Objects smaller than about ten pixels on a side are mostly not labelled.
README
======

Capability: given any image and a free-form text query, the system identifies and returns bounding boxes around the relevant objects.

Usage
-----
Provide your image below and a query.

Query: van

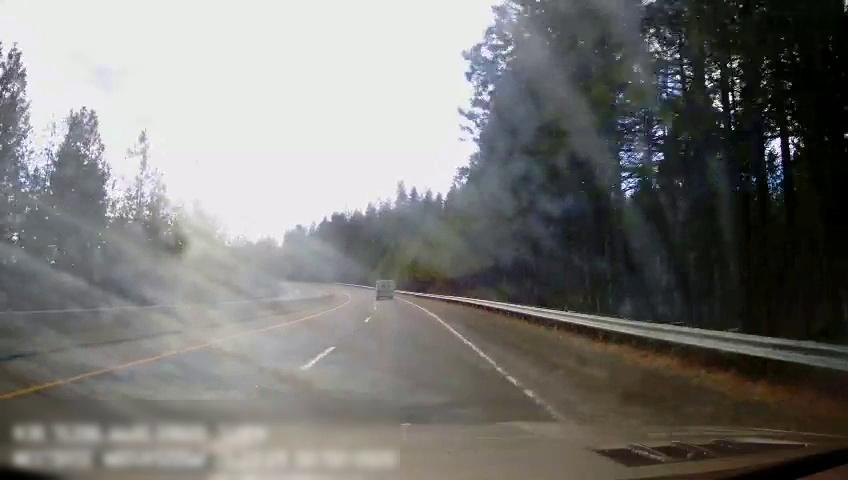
[375,279,395,301]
